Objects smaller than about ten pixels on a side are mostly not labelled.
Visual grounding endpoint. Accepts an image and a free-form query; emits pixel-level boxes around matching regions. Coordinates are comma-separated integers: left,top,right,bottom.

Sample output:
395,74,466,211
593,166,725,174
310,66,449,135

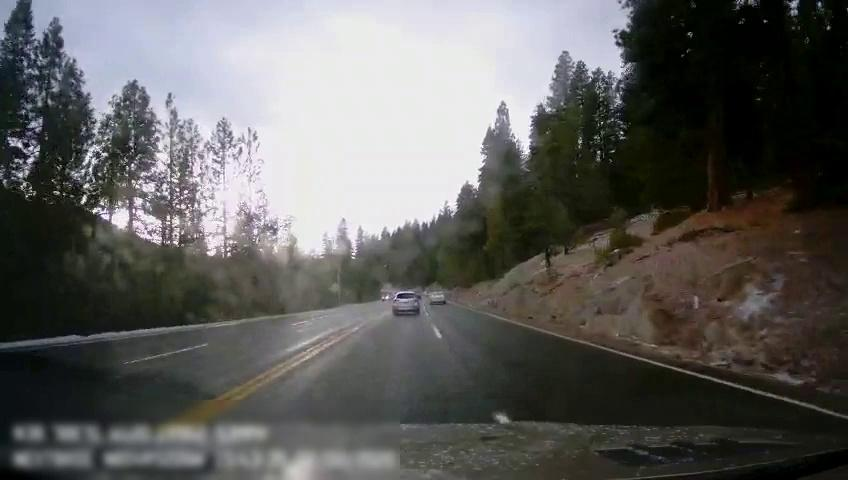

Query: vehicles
393,291,421,315
381,294,391,303
431,292,445,304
